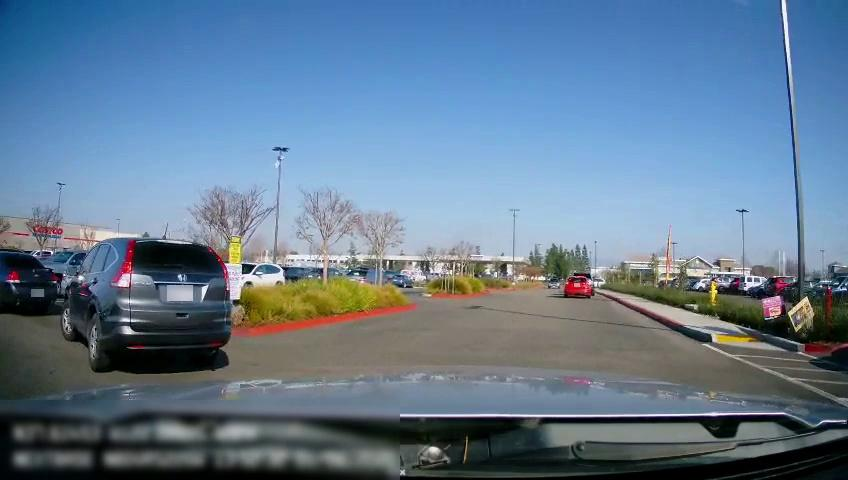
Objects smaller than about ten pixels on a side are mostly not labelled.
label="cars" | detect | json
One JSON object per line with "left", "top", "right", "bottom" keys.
{"left": 564, "top": 275, "right": 591, "bottom": 299}
{"left": 0, "top": 248, "right": 59, "bottom": 311}
{"left": 281, "top": 266, "right": 304, "bottom": 281}
{"left": 390, "top": 273, "right": 414, "bottom": 288}
{"left": 305, "top": 267, "right": 344, "bottom": 280}
{"left": 346, "top": 266, "right": 386, "bottom": 286}
{"left": 547, "top": 278, "right": 561, "bottom": 289}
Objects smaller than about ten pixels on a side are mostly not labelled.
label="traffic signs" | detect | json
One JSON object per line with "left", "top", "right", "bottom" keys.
{"left": 229, "top": 236, "right": 241, "bottom": 264}
{"left": 226, "top": 263, "right": 243, "bottom": 302}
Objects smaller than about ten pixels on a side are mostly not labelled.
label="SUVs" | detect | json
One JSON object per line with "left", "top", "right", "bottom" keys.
{"left": 241, "top": 262, "right": 286, "bottom": 290}
{"left": 59, "top": 236, "right": 233, "bottom": 373}
{"left": 573, "top": 271, "right": 596, "bottom": 296}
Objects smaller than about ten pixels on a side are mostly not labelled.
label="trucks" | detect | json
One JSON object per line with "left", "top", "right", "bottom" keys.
{"left": 40, "top": 248, "right": 90, "bottom": 299}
